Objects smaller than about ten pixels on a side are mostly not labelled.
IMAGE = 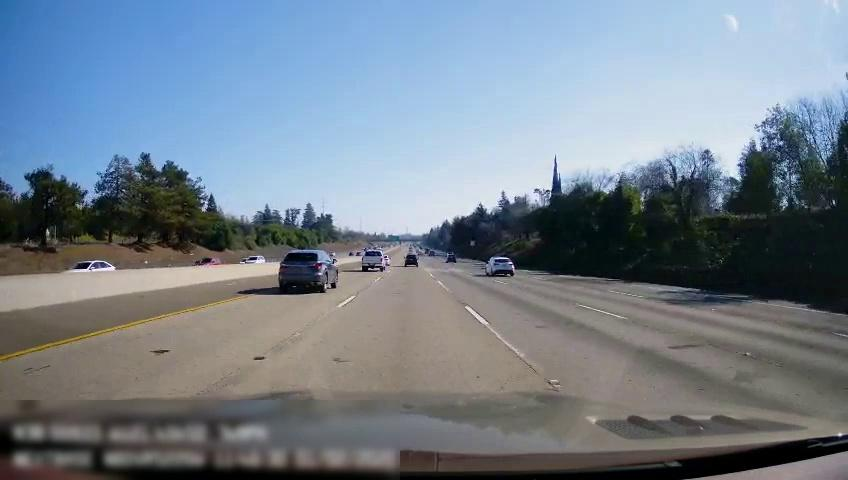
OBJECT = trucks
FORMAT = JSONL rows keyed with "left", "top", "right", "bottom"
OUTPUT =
{"left": 361, "top": 250, "right": 387, "bottom": 273}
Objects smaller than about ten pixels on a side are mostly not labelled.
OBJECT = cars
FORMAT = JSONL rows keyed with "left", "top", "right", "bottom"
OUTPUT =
{"left": 67, "top": 260, "right": 116, "bottom": 273}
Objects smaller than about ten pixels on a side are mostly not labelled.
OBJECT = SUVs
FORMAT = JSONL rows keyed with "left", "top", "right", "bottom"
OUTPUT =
{"left": 485, "top": 257, "right": 515, "bottom": 277}
{"left": 245, "top": 256, "right": 265, "bottom": 265}
{"left": 404, "top": 254, "right": 419, "bottom": 267}
{"left": 445, "top": 253, "right": 457, "bottom": 263}
{"left": 278, "top": 249, "right": 340, "bottom": 294}
{"left": 194, "top": 257, "right": 221, "bottom": 267}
